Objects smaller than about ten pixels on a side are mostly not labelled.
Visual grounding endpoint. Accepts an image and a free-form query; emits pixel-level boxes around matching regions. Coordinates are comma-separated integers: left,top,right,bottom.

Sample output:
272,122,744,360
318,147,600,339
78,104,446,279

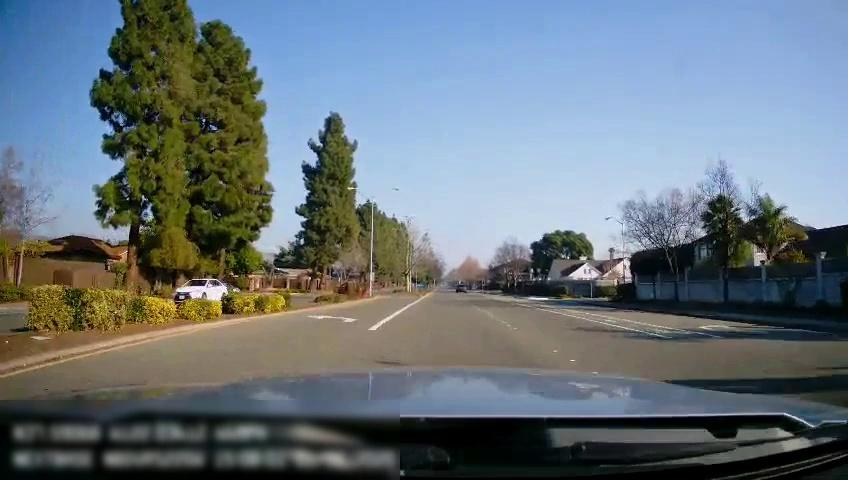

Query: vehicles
455,282,467,293
174,278,229,305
